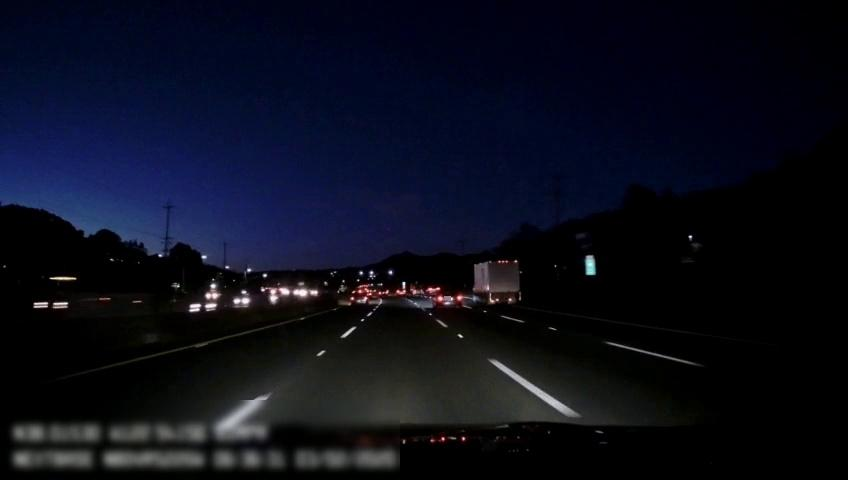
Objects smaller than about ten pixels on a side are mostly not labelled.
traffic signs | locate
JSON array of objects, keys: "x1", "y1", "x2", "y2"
[{"x1": 585, "y1": 256, "x2": 597, "y2": 277}]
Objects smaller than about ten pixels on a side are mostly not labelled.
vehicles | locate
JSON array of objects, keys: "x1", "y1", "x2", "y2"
[
  {"x1": 433, "y1": 288, "x2": 463, "y2": 309},
  {"x1": 268, "y1": 286, "x2": 290, "y2": 297},
  {"x1": 187, "y1": 300, "x2": 222, "y2": 315},
  {"x1": 202, "y1": 288, "x2": 223, "y2": 301},
  {"x1": 471, "y1": 260, "x2": 521, "y2": 309},
  {"x1": 231, "y1": 293, "x2": 254, "y2": 307},
  {"x1": 350, "y1": 289, "x2": 370, "y2": 305}
]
